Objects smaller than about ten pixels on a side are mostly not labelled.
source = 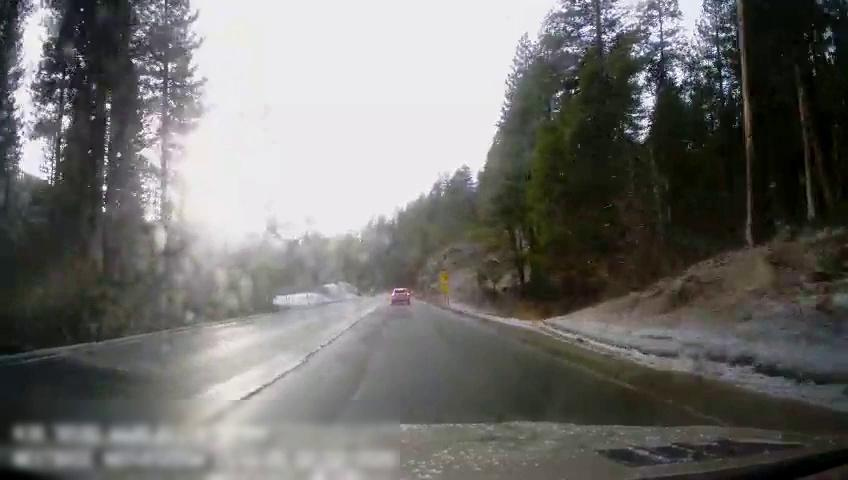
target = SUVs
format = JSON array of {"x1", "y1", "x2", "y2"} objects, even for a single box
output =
[{"x1": 390, "y1": 287, "x2": 411, "y2": 304}]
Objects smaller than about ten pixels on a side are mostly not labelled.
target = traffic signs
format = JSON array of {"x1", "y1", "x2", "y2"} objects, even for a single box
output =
[
  {"x1": 440, "y1": 271, "x2": 449, "y2": 282},
  {"x1": 441, "y1": 282, "x2": 449, "y2": 293}
]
